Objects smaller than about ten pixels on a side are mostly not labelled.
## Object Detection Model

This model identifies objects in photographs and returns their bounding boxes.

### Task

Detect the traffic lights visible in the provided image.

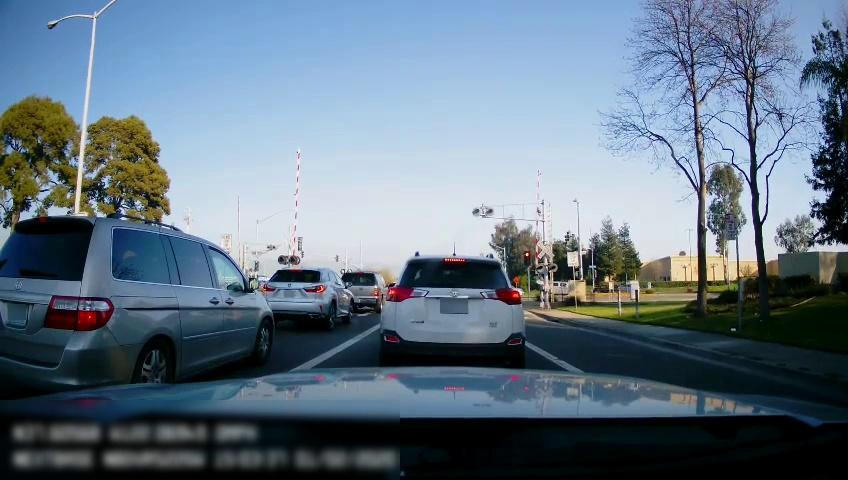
[289,255,301,265]
[523,250,531,265]
[564,231,570,245]
[297,236,303,252]
[277,255,290,265]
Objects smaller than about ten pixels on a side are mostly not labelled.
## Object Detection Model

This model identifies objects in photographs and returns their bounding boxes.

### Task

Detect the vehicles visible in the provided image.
[261,266,354,330]
[0,212,277,394]
[512,287,524,296]
[339,270,387,313]
[592,285,619,294]
[552,281,568,296]
[380,250,525,364]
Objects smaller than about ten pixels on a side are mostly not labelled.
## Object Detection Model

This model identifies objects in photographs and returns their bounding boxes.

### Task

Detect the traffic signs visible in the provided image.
[70,211,89,218]
[536,241,553,259]
[567,251,579,267]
